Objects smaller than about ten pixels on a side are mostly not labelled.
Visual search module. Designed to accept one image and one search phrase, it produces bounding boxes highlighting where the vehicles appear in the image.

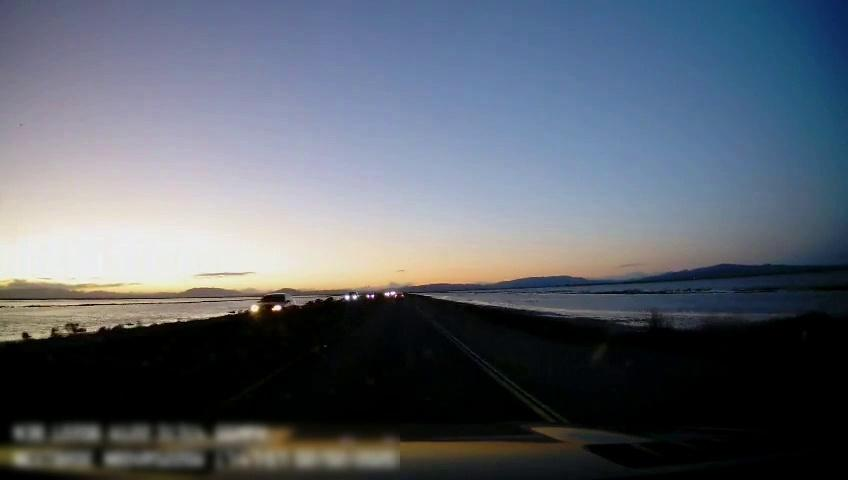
[365,292,378,301]
[394,292,405,300]
[248,292,298,320]
[343,291,361,303]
